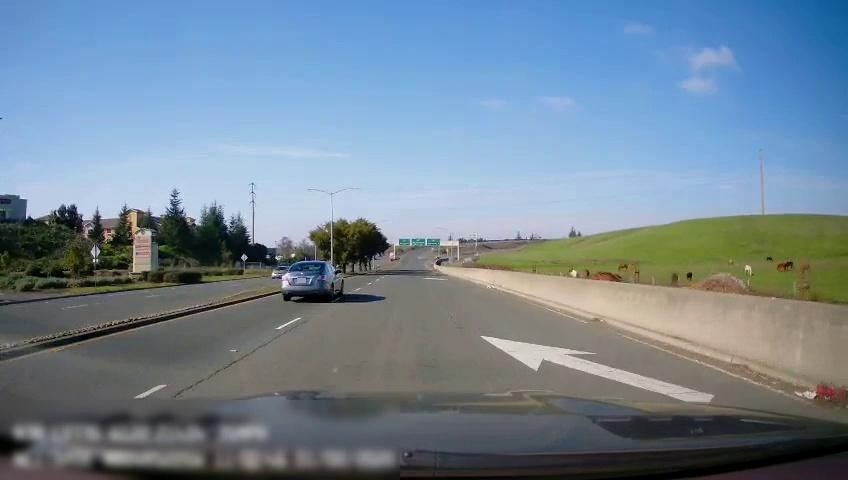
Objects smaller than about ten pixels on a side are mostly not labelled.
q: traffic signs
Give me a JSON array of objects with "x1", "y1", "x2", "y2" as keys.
[
  {"x1": 398, "y1": 238, "x2": 411, "y2": 247},
  {"x1": 410, "y1": 238, "x2": 426, "y2": 247},
  {"x1": 425, "y1": 238, "x2": 440, "y2": 247}
]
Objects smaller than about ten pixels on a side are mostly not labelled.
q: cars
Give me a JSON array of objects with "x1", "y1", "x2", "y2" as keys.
[
  {"x1": 271, "y1": 265, "x2": 293, "y2": 280},
  {"x1": 280, "y1": 260, "x2": 345, "y2": 302}
]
